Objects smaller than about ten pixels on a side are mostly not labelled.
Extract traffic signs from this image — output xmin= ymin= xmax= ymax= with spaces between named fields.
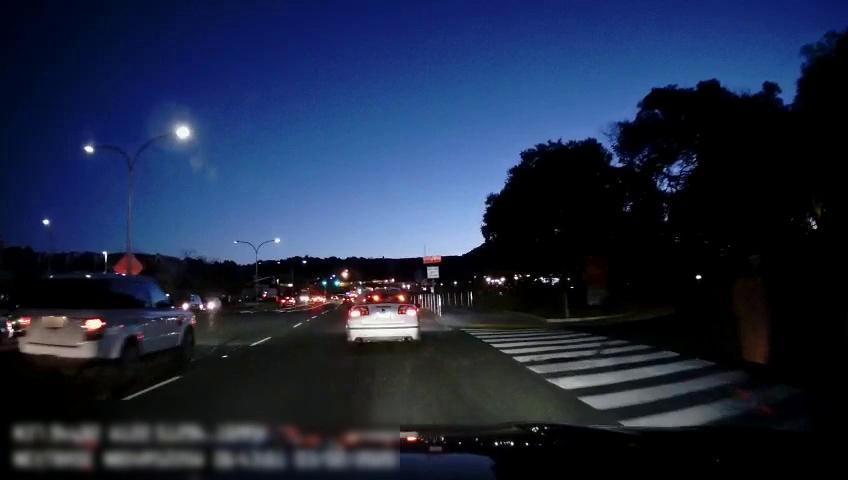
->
xmin=426 ymin=267 xmax=440 ymax=279
xmin=424 ymin=255 xmax=442 ymax=264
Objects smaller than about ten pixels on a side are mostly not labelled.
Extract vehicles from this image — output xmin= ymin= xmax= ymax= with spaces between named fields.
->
xmin=199 ymin=295 xmax=222 ymax=313
xmin=344 ymin=290 xmax=421 ymax=348
xmin=171 ymin=293 xmax=203 ymax=313
xmin=280 ymin=296 xmax=295 ymax=308
xmin=16 ymin=274 xmax=198 ymax=383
